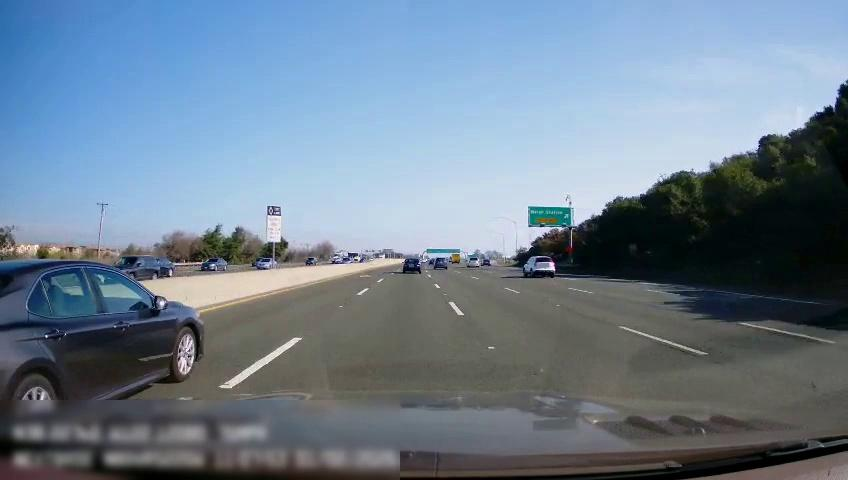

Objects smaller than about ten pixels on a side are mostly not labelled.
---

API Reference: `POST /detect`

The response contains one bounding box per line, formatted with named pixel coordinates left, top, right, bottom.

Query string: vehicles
left=112, top=254, right=160, bottom=281
left=251, top=256, right=264, bottom=268
left=339, top=256, right=355, bottom=265
left=402, top=258, right=422, bottom=275
left=522, top=255, right=557, bottom=278
left=466, top=257, right=480, bottom=268
left=255, top=257, right=278, bottom=271
left=328, top=250, right=349, bottom=264
left=451, top=254, right=461, bottom=265
left=433, top=257, right=448, bottom=270
left=153, top=255, right=177, bottom=277
left=0, top=259, right=208, bottom=419
left=304, top=256, right=320, bottom=267
left=200, top=257, right=228, bottom=271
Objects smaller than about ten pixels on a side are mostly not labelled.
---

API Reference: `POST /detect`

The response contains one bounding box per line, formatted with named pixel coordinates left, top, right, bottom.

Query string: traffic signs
left=266, top=205, right=282, bottom=243
left=426, top=248, right=461, bottom=254
left=527, top=205, right=574, bottom=229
